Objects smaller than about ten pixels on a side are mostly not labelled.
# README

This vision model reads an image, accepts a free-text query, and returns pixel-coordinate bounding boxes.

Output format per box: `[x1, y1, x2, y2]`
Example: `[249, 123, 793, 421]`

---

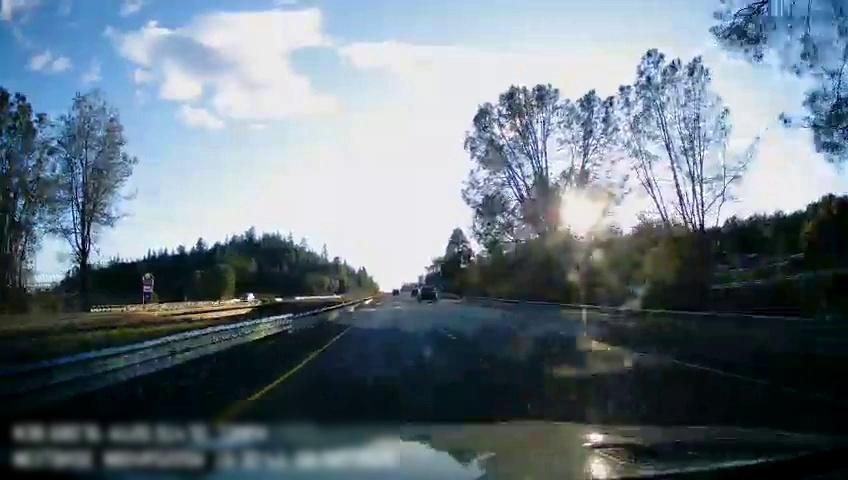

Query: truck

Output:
[418, 286, 436, 301]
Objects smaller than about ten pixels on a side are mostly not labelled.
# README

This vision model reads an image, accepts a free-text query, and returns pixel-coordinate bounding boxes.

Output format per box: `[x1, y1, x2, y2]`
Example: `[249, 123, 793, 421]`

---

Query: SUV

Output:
[239, 293, 256, 303]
